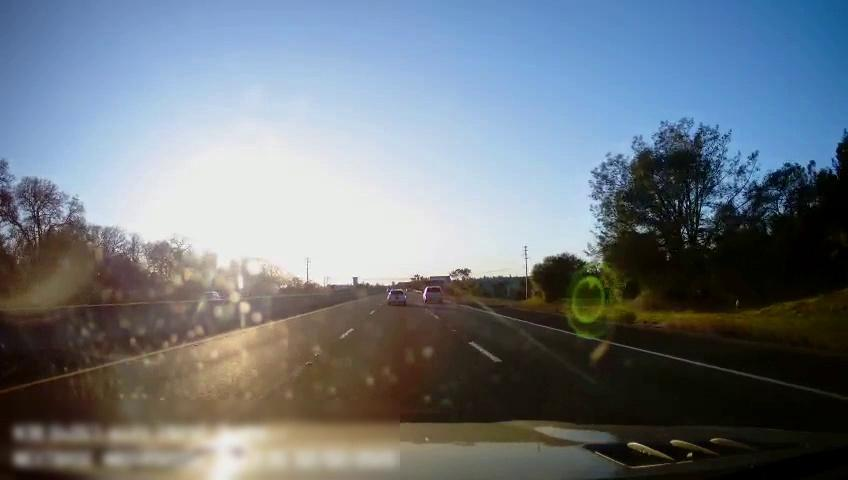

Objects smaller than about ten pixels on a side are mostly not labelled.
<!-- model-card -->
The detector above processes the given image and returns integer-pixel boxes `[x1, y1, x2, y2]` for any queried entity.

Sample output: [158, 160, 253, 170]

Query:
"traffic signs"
[353, 276, 359, 287]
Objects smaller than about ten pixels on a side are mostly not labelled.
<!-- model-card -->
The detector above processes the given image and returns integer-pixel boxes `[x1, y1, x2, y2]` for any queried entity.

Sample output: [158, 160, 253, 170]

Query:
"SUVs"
[422, 286, 444, 303]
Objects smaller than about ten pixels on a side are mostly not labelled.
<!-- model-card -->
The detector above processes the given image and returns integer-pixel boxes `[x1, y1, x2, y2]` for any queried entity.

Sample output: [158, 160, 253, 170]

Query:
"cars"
[200, 291, 221, 300]
[387, 288, 407, 306]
